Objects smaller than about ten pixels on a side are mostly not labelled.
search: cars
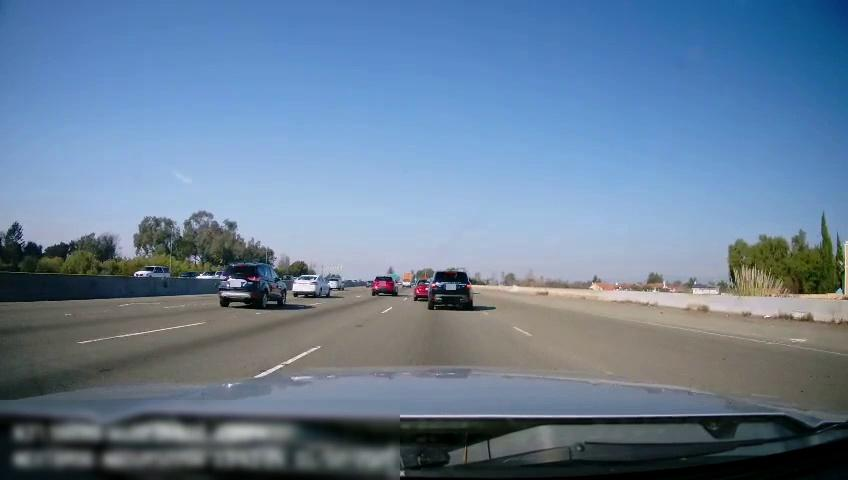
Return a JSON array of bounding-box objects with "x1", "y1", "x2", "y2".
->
[
  {"x1": 179, "y1": 271, "x2": 202, "y2": 279},
  {"x1": 413, "y1": 278, "x2": 430, "y2": 302},
  {"x1": 328, "y1": 277, "x2": 346, "y2": 292},
  {"x1": 292, "y1": 274, "x2": 331, "y2": 299}
]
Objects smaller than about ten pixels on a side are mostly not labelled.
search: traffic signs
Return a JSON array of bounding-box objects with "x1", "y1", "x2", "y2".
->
[{"x1": 389, "y1": 272, "x2": 400, "y2": 279}]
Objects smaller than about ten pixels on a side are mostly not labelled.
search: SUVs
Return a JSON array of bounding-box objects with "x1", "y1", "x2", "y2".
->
[
  {"x1": 134, "y1": 266, "x2": 171, "y2": 279},
  {"x1": 371, "y1": 275, "x2": 400, "y2": 298},
  {"x1": 196, "y1": 271, "x2": 223, "y2": 280},
  {"x1": 427, "y1": 270, "x2": 474, "y2": 310},
  {"x1": 218, "y1": 262, "x2": 288, "y2": 310}
]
